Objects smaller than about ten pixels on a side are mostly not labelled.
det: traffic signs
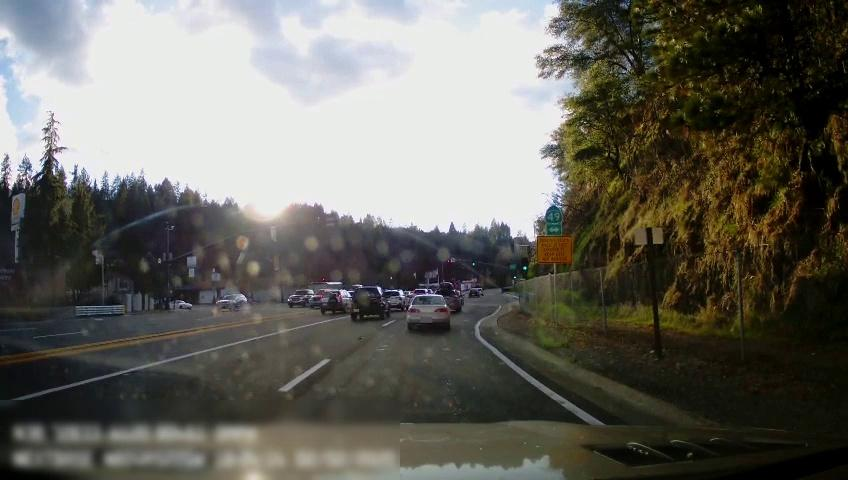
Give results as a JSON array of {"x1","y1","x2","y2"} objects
[
  {"x1": 544, "y1": 204, "x2": 562, "y2": 221},
  {"x1": 544, "y1": 221, "x2": 563, "y2": 235},
  {"x1": 536, "y1": 235, "x2": 573, "y2": 264}
]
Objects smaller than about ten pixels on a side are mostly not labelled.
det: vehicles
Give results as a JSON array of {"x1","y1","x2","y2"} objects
[
  {"x1": 384, "y1": 289, "x2": 411, "y2": 312},
  {"x1": 347, "y1": 284, "x2": 363, "y2": 298},
  {"x1": 413, "y1": 287, "x2": 427, "y2": 295},
  {"x1": 307, "y1": 282, "x2": 343, "y2": 289},
  {"x1": 308, "y1": 289, "x2": 325, "y2": 308},
  {"x1": 320, "y1": 288, "x2": 353, "y2": 315},
  {"x1": 406, "y1": 293, "x2": 451, "y2": 329},
  {"x1": 478, "y1": 287, "x2": 486, "y2": 296},
  {"x1": 214, "y1": 292, "x2": 248, "y2": 311},
  {"x1": 170, "y1": 299, "x2": 192, "y2": 310},
  {"x1": 468, "y1": 288, "x2": 481, "y2": 298},
  {"x1": 288, "y1": 289, "x2": 316, "y2": 309},
  {"x1": 435, "y1": 281, "x2": 464, "y2": 315},
  {"x1": 351, "y1": 285, "x2": 392, "y2": 321}
]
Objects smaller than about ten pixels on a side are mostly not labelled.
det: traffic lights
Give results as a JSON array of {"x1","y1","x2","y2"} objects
[{"x1": 521, "y1": 257, "x2": 530, "y2": 275}]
